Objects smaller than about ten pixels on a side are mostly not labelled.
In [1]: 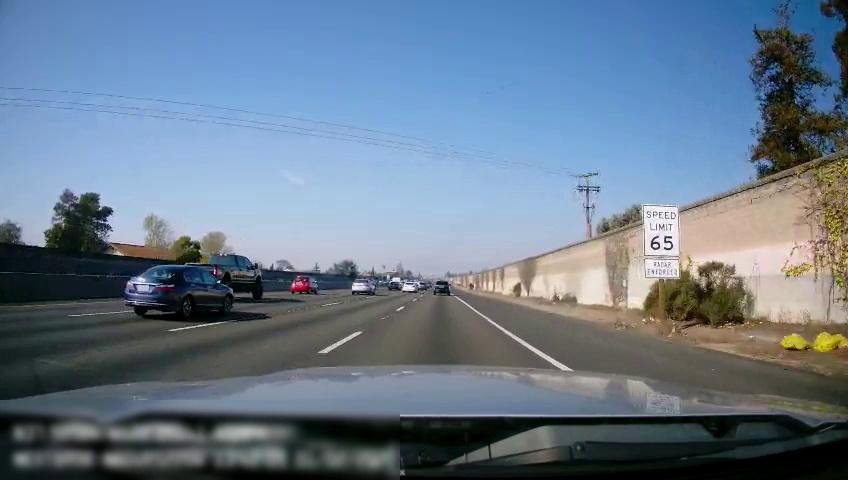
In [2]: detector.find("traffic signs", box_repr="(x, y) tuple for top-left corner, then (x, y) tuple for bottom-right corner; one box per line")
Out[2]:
(643, 204), (681, 280)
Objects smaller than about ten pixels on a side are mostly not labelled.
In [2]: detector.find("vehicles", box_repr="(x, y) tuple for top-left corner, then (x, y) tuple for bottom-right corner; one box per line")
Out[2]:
(432, 280), (451, 296)
(123, 264), (235, 322)
(401, 281), (419, 294)
(387, 281), (402, 292)
(289, 275), (318, 295)
(182, 253), (264, 308)
(350, 278), (376, 296)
